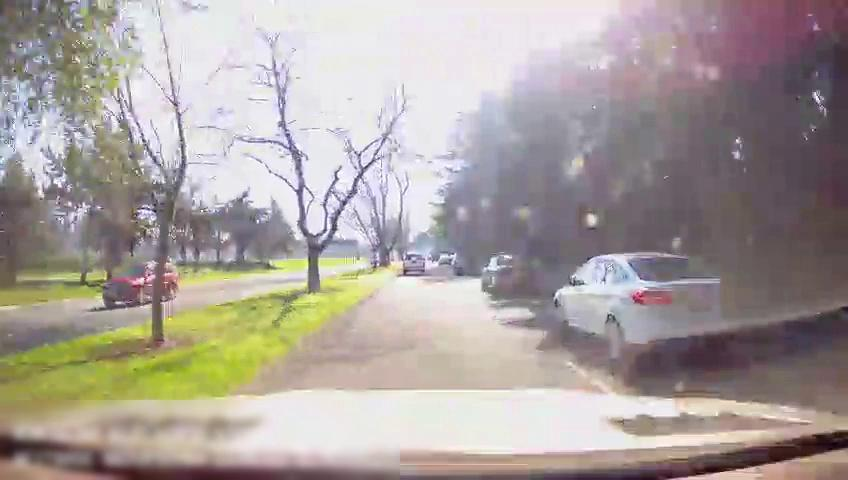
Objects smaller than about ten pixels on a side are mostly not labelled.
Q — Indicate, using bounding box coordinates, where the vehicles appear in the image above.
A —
[401,252,427,276]
[438,253,448,265]
[450,249,472,272]
[550,250,739,367]
[101,259,180,309]
[480,252,534,293]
